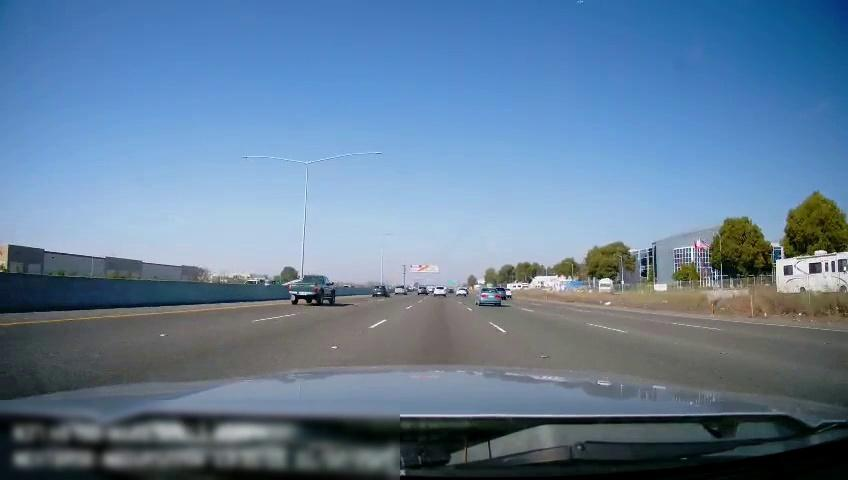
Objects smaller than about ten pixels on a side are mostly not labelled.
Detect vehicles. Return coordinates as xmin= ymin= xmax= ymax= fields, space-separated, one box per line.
xmin=501 ymin=287 xmax=513 ymax=299
xmin=394 ymin=285 xmax=408 ymax=296
xmin=552 ymin=279 xmax=570 ymax=291
xmin=246 ymin=277 xmax=266 ymax=286
xmin=493 ymin=287 xmax=507 ymax=301
xmin=775 ymin=250 xmax=848 ymax=297
xmin=433 ymin=285 xmax=447 ymax=297
xmin=417 ymin=286 xmax=428 ymax=295
xmin=474 ymin=287 xmax=502 ymax=307
xmin=371 ymin=285 xmax=390 ymax=298
xmin=455 ymin=288 xmax=467 ymax=297
xmin=289 ymin=273 xmax=337 ymax=305
xmin=506 ymin=282 xmax=530 ymax=291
